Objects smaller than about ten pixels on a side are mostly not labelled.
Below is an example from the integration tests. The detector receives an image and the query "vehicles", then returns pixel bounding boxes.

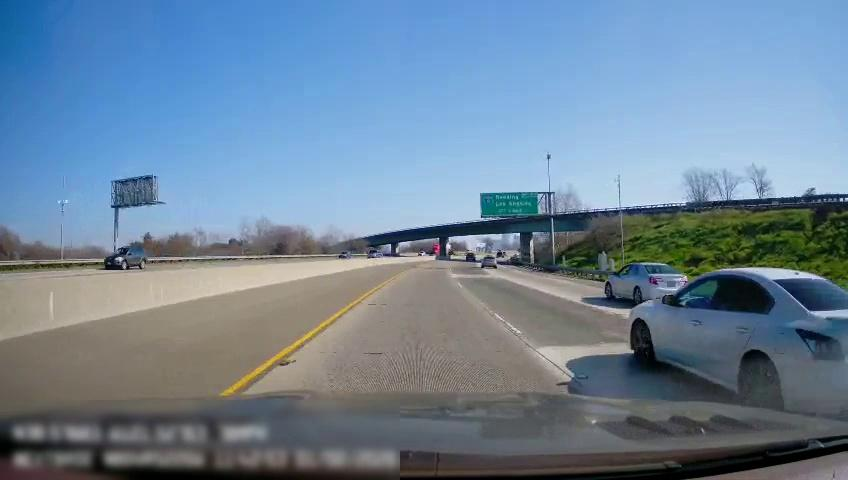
[604,262,689,306]
[481,256,497,269]
[367,249,384,259]
[104,245,148,271]
[338,251,352,259]
[626,267,848,425]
